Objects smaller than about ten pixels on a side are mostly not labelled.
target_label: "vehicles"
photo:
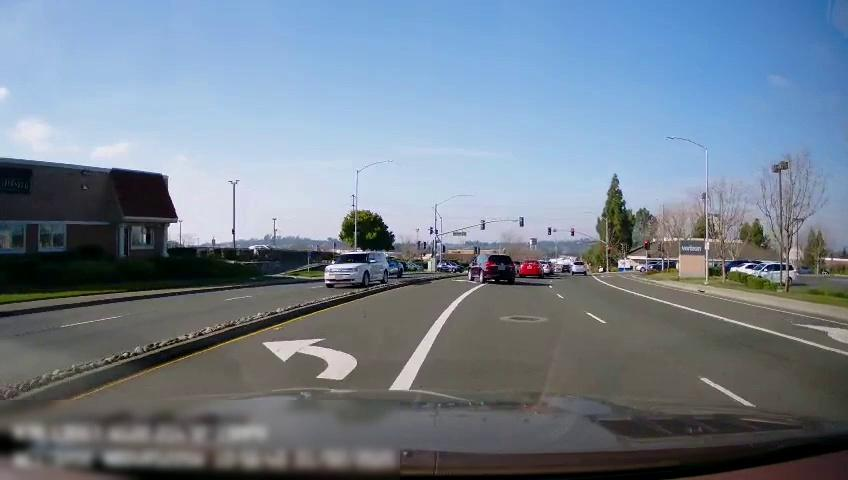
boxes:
[571,261,588,276]
[323,250,391,287]
[467,253,516,285]
[542,261,554,276]
[519,259,545,279]
[649,260,676,271]
[635,258,658,272]
[436,260,465,274]
[388,260,404,277]
[406,262,424,272]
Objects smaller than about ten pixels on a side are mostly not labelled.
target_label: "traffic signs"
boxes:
[453,232,467,237]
